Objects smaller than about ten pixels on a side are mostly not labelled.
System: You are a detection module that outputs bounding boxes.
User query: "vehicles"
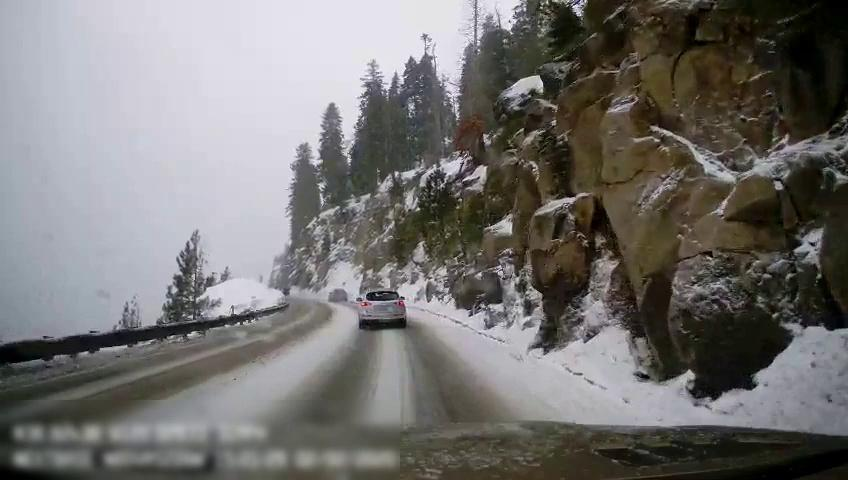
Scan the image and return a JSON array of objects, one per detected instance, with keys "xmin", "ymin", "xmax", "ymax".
[
  {"xmin": 355, "ymin": 288, "xmax": 407, "ymax": 330},
  {"xmin": 328, "ymin": 288, "xmax": 348, "ymax": 303}
]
